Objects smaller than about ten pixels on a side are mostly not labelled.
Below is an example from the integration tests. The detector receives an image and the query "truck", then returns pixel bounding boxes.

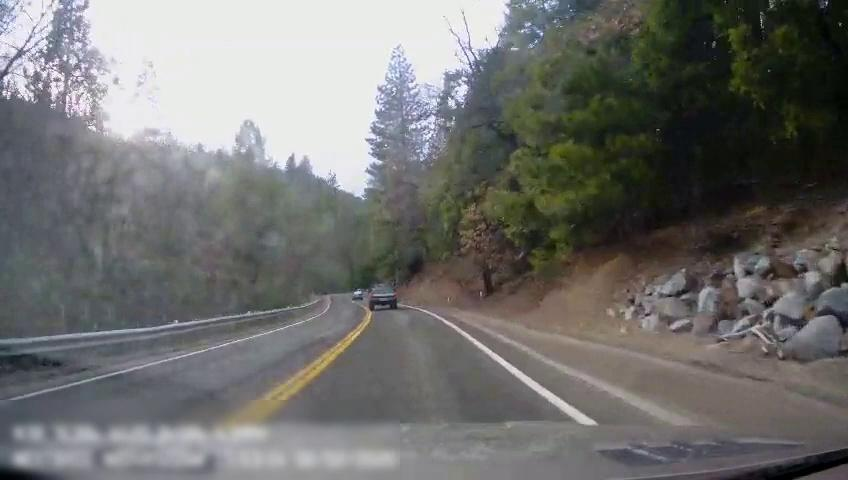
[369,283,398,310]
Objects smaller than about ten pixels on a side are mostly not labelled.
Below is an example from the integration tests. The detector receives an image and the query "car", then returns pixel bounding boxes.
[352,290,364,300]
